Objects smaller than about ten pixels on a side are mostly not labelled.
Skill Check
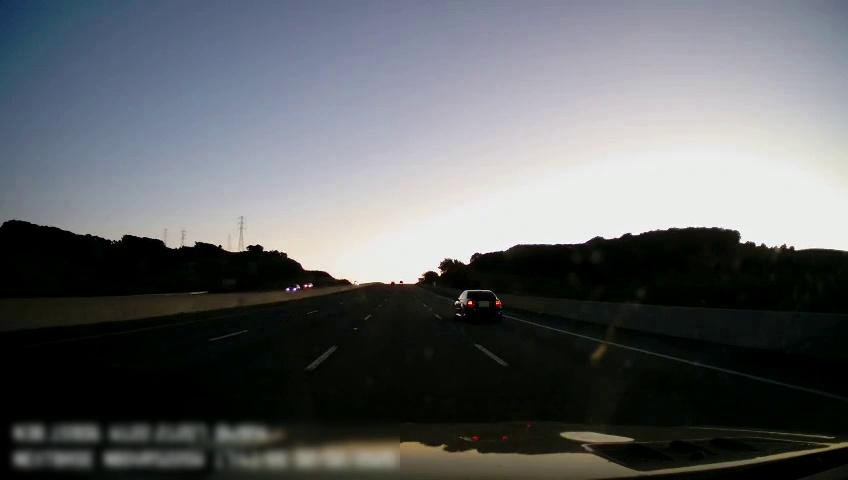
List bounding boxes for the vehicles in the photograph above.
[303,282,314,289]
[285,283,301,292]
[453,289,504,324]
